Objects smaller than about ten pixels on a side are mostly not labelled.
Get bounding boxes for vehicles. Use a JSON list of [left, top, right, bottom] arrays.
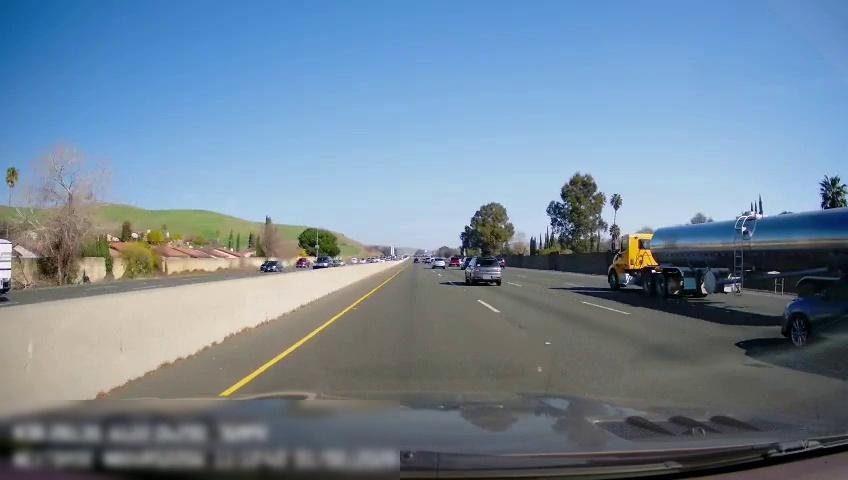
[[312, 257, 333, 270], [607, 206, 848, 298], [333, 259, 345, 267], [0, 239, 13, 301], [260, 260, 268, 271], [783, 275, 848, 351], [449, 256, 460, 267], [431, 257, 446, 269], [264, 262, 283, 272], [497, 257, 506, 267], [295, 257, 310, 269], [460, 255, 473, 270], [465, 258, 501, 286]]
